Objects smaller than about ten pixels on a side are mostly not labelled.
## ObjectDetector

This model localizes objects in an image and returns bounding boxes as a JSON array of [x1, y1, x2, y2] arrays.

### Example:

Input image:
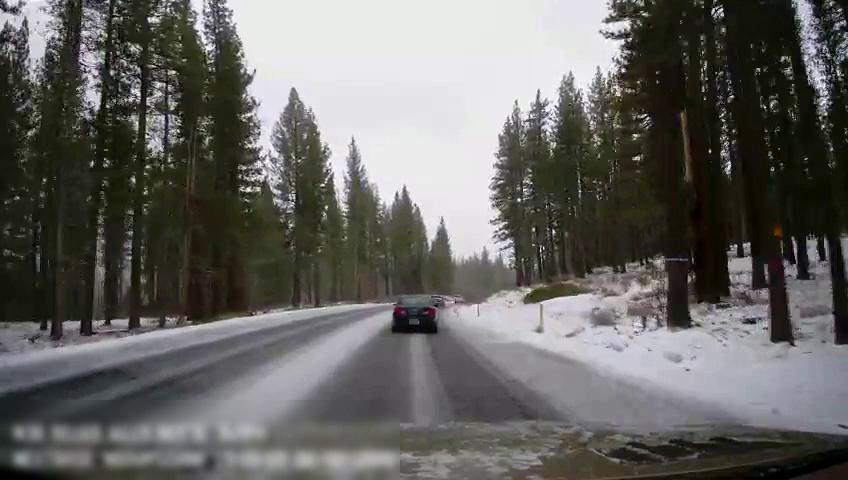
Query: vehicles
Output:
[[428, 294, 446, 308], [391, 294, 439, 333]]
